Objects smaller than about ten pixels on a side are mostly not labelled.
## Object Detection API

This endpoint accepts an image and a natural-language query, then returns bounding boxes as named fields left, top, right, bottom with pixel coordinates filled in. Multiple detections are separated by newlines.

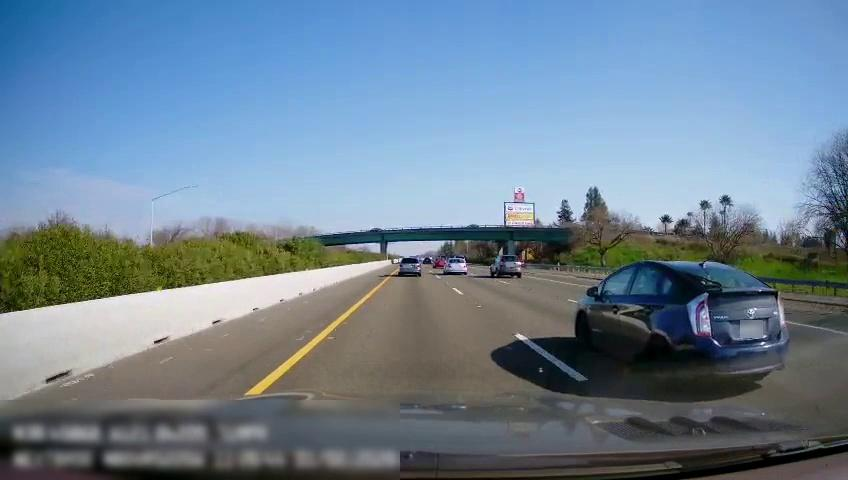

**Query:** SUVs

left=489, top=254, right=523, bottom=279
left=399, top=258, right=423, bottom=278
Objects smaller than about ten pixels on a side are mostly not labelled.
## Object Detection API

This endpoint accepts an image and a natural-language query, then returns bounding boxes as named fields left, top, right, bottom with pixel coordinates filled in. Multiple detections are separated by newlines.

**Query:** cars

left=368, top=226, right=384, bottom=234
left=572, top=259, right=792, bottom=398
left=432, top=260, right=444, bottom=269
left=443, top=257, right=468, bottom=275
